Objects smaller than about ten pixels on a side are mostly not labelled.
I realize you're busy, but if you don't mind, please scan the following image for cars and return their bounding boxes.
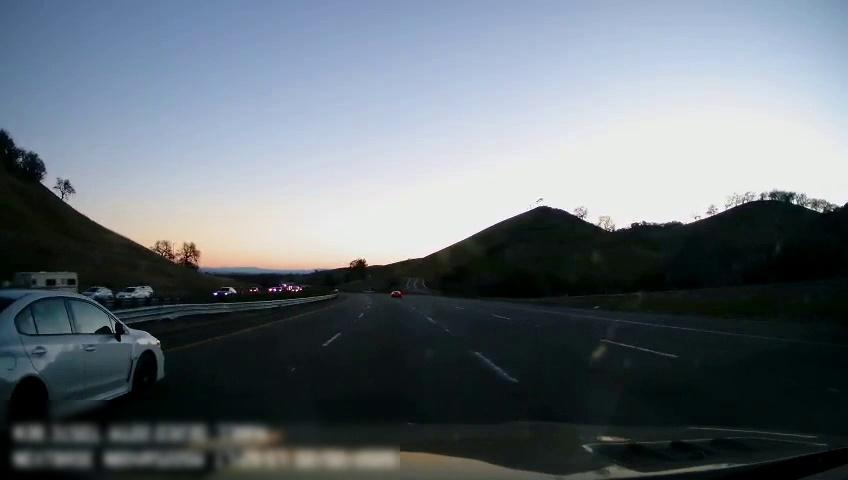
[0,286,167,443]
[81,285,113,304]
[390,290,402,298]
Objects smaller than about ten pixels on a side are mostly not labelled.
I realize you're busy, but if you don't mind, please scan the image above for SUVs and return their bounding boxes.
[115,286,153,307]
[210,286,238,302]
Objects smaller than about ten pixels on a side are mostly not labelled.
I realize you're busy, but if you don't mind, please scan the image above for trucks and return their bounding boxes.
[0,272,79,291]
